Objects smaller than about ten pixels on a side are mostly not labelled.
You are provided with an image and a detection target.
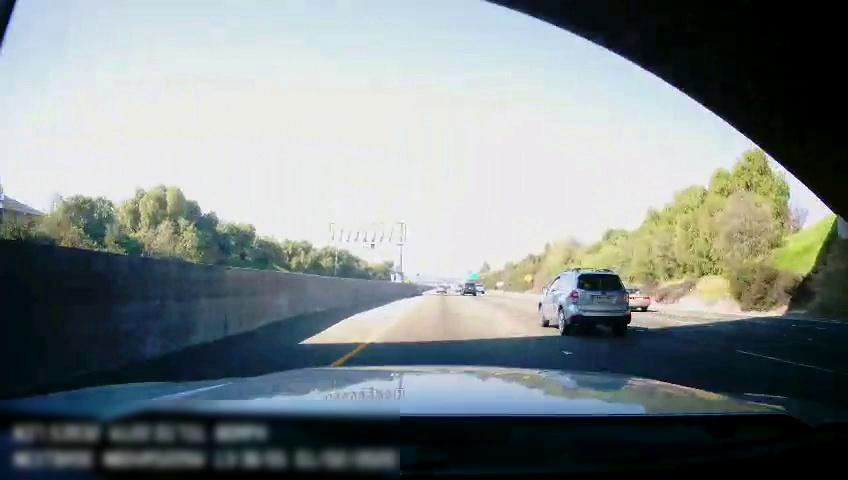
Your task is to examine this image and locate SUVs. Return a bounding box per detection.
[536,271,632,337]
[462,282,477,296]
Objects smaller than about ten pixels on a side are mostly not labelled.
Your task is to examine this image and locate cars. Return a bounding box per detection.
[626,287,651,312]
